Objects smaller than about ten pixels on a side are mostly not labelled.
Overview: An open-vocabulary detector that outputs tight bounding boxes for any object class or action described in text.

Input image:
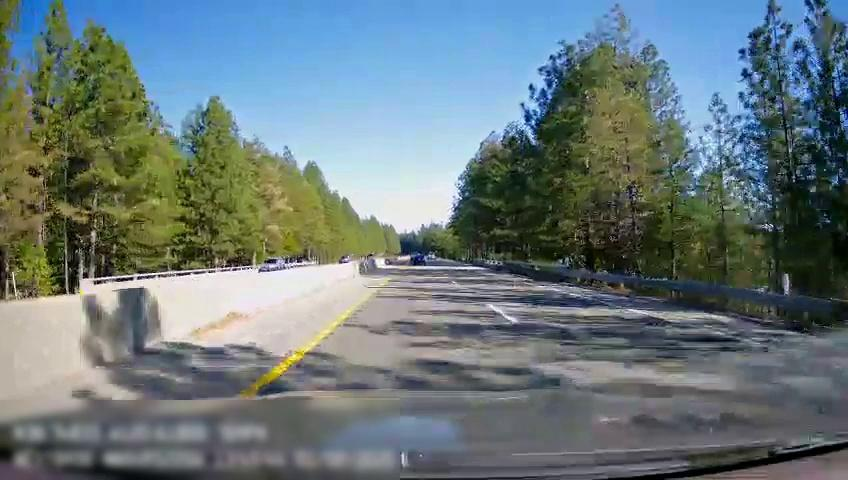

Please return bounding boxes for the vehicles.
[260,256,286,271]
[411,254,424,265]
[338,255,353,265]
